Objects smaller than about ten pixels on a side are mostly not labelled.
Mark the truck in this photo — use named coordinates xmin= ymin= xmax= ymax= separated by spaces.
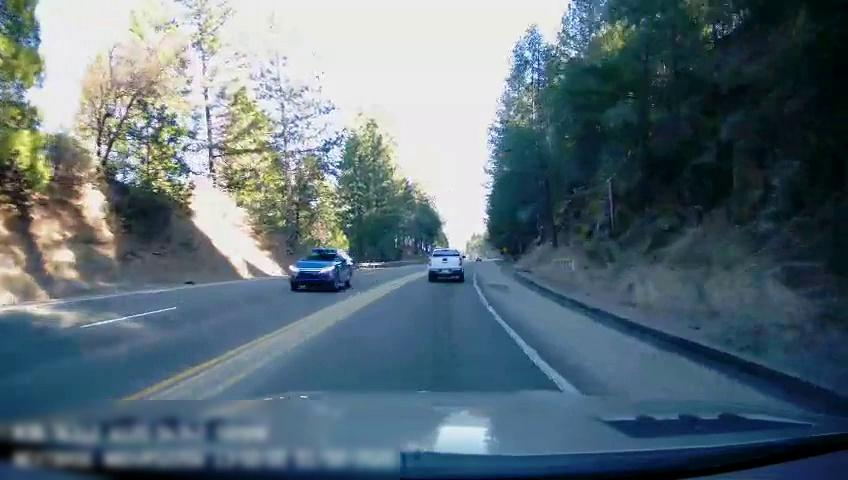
xmin=426 ymin=248 xmax=467 ymax=284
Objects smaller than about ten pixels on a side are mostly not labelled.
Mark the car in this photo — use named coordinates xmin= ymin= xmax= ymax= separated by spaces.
xmin=287 ymin=247 xmax=354 ymax=291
